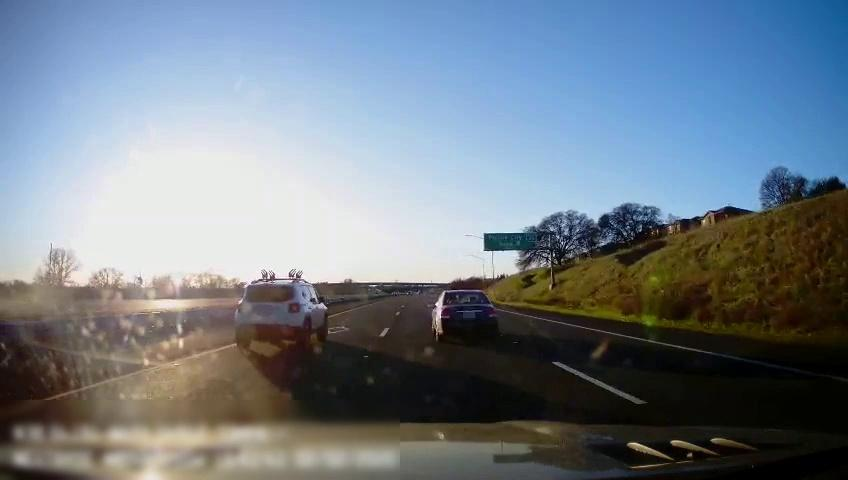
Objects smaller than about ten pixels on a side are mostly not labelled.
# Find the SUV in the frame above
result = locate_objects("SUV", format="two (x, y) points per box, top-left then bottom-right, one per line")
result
(233, 282), (329, 351)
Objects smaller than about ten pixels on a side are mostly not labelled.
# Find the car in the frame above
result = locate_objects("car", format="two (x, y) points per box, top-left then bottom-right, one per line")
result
(427, 289), (498, 346)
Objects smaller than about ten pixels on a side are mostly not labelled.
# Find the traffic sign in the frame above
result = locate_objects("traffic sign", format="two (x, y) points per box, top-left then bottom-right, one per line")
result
(483, 232), (539, 252)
